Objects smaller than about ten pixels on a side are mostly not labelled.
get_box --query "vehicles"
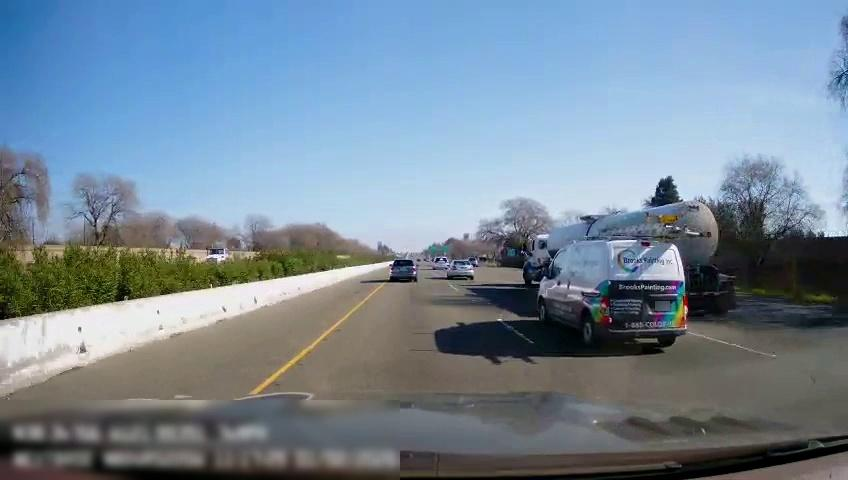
[521,200,737,316]
[468,257,479,268]
[535,240,688,352]
[432,256,450,272]
[388,258,419,283]
[446,260,474,281]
